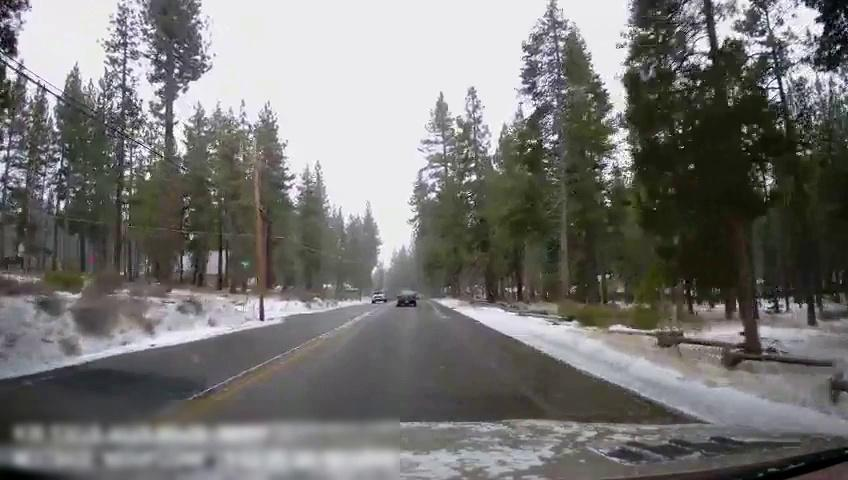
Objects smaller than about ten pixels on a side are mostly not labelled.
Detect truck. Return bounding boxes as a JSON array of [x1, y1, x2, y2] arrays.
[[369, 289, 389, 305]]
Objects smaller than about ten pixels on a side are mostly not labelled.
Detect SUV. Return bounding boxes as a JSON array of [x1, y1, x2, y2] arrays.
[[396, 287, 419, 307]]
